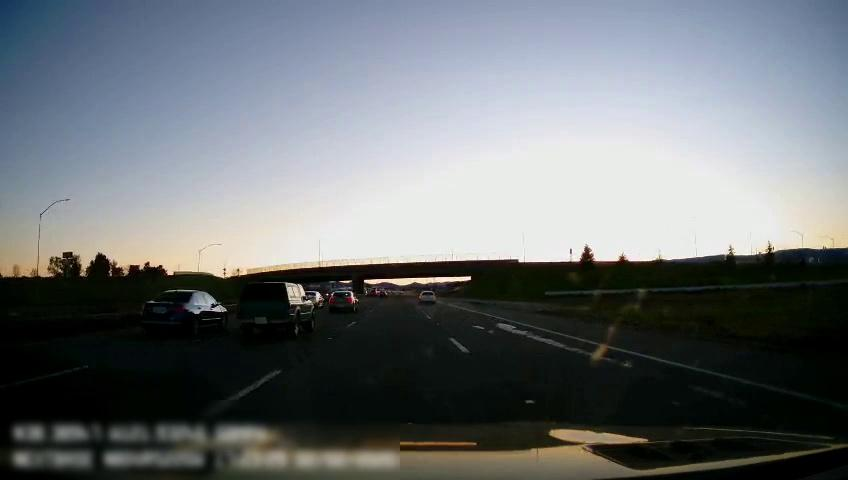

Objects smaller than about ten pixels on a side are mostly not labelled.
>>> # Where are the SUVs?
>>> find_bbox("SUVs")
[419,291,437,304]
[236,282,316,340]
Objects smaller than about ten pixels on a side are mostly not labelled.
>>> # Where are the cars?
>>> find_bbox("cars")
[137,290,228,343]
[328,291,359,313]
[304,291,325,310]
